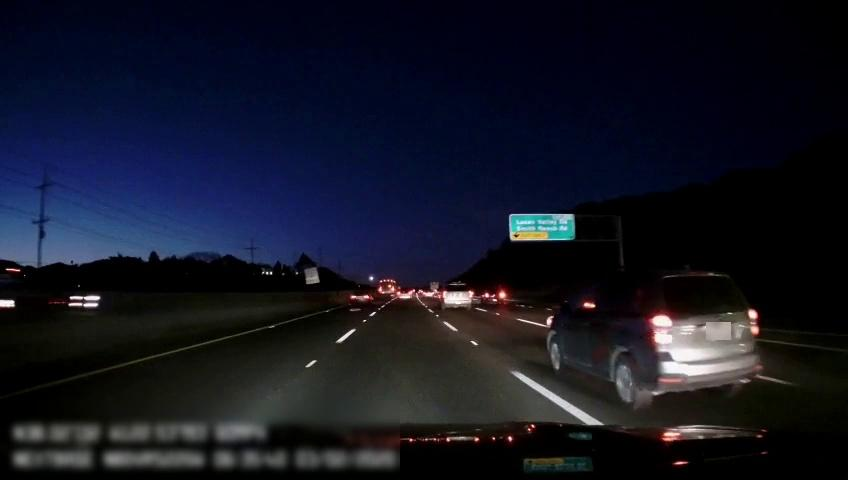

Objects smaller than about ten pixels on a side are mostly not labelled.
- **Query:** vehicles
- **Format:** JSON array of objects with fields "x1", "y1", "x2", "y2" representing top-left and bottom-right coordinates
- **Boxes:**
[
  {"x1": 376, "y1": 278, "x2": 400, "y2": 301},
  {"x1": 398, "y1": 286, "x2": 415, "y2": 300},
  {"x1": 436, "y1": 284, "x2": 473, "y2": 312},
  {"x1": 349, "y1": 289, "x2": 375, "y2": 310},
  {"x1": 543, "y1": 269, "x2": 765, "y2": 414},
  {"x1": 481, "y1": 289, "x2": 504, "y2": 306},
  {"x1": 423, "y1": 289, "x2": 434, "y2": 298},
  {"x1": 0, "y1": 268, "x2": 50, "y2": 326}
]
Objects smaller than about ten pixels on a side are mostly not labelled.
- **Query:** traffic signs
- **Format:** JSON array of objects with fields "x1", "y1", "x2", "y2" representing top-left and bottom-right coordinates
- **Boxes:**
[
  {"x1": 306, "y1": 268, "x2": 319, "y2": 285},
  {"x1": 509, "y1": 213, "x2": 576, "y2": 242}
]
